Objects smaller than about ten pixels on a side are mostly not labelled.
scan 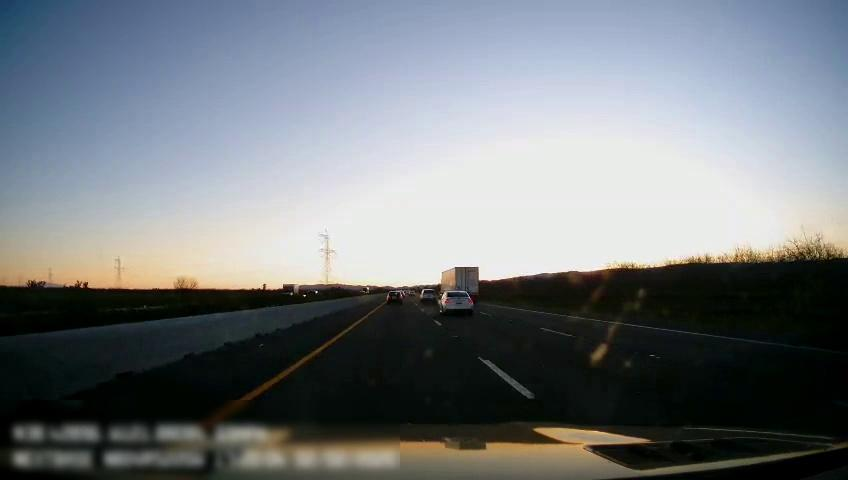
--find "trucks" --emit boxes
[282,282,300,296]
[441,266,480,304]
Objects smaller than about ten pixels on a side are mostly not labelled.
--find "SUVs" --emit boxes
[386,290,404,305]
[419,288,437,304]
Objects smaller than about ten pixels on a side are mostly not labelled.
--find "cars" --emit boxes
[437,290,474,315]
